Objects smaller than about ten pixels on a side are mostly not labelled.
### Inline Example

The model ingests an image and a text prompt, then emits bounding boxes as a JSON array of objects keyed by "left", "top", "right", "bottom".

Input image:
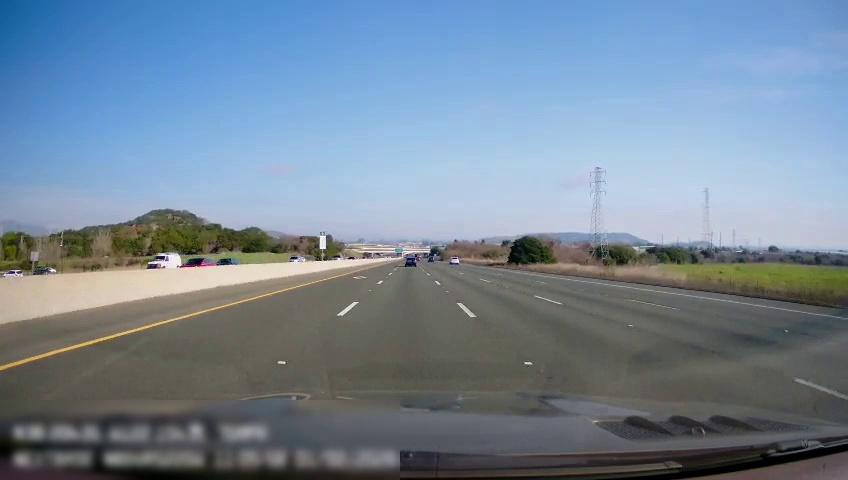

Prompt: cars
[
  {"left": 405, "top": 257, "right": 417, "bottom": 267},
  {"left": 216, "top": 257, "right": 240, "bottom": 267},
  {"left": 176, "top": 257, "right": 217, "bottom": 269}
]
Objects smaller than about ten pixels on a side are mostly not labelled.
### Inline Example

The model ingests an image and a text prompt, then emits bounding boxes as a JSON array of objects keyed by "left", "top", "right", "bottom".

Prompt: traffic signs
[{"left": 319, "top": 231, "right": 326, "bottom": 250}]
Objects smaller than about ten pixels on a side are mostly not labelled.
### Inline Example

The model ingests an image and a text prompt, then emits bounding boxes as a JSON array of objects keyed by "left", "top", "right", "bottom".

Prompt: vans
[{"left": 147, "top": 253, "right": 182, "bottom": 269}]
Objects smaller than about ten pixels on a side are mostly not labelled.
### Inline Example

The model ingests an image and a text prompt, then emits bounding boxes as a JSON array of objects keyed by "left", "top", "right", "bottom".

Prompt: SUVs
[{"left": 287, "top": 255, "right": 305, "bottom": 264}]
